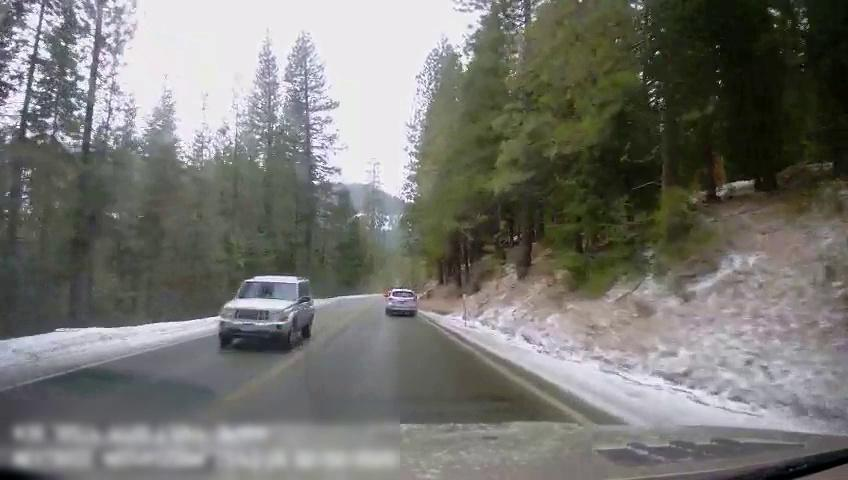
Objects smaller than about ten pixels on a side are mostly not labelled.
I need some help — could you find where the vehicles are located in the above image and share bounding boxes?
[386,290,418,316]
[218,275,314,351]
[384,287,404,299]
